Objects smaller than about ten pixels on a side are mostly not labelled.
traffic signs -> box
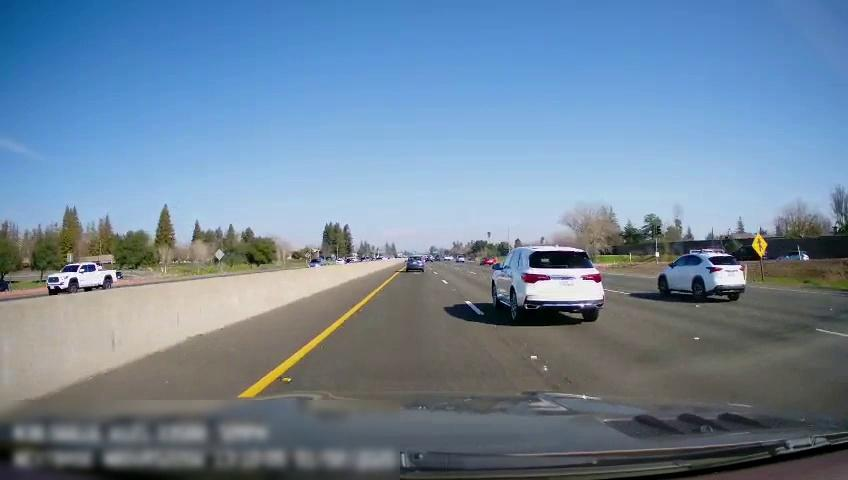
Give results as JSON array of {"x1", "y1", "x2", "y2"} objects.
[{"x1": 753, "y1": 233, "x2": 768, "y2": 257}]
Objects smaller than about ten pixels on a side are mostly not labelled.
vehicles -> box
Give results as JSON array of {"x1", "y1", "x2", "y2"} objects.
[
  {"x1": 479, "y1": 255, "x2": 497, "y2": 266},
  {"x1": 656, "y1": 252, "x2": 746, "y2": 302},
  {"x1": 490, "y1": 246, "x2": 604, "y2": 325},
  {"x1": 781, "y1": 251, "x2": 809, "y2": 263},
  {"x1": 728, "y1": 244, "x2": 769, "y2": 262},
  {"x1": 405, "y1": 255, "x2": 427, "y2": 273},
  {"x1": 46, "y1": 263, "x2": 117, "y2": 296},
  {"x1": 307, "y1": 258, "x2": 326, "y2": 269}
]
